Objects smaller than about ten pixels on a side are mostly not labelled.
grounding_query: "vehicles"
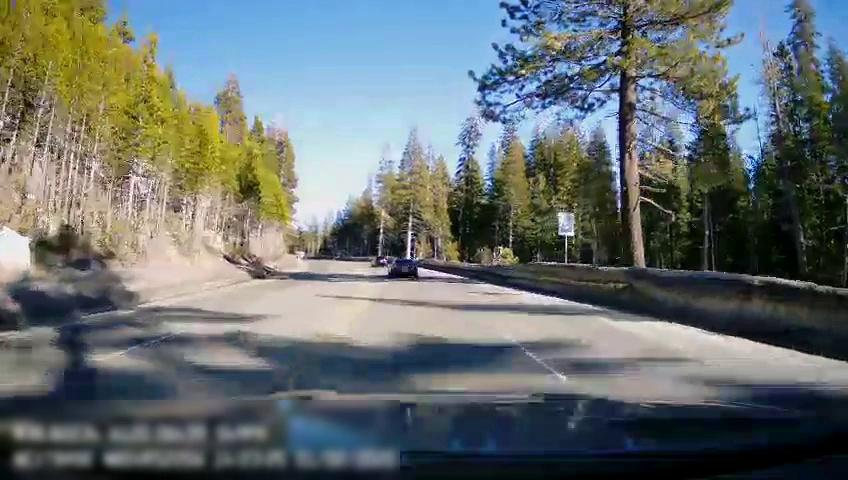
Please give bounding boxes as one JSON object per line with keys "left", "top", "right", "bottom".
{"left": 387, "top": 257, "right": 419, "bottom": 278}
{"left": 374, "top": 255, "right": 389, "bottom": 267}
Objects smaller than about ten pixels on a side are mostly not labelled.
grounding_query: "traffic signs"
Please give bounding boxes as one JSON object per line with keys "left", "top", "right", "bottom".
{"left": 557, "top": 211, "right": 577, "bottom": 237}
